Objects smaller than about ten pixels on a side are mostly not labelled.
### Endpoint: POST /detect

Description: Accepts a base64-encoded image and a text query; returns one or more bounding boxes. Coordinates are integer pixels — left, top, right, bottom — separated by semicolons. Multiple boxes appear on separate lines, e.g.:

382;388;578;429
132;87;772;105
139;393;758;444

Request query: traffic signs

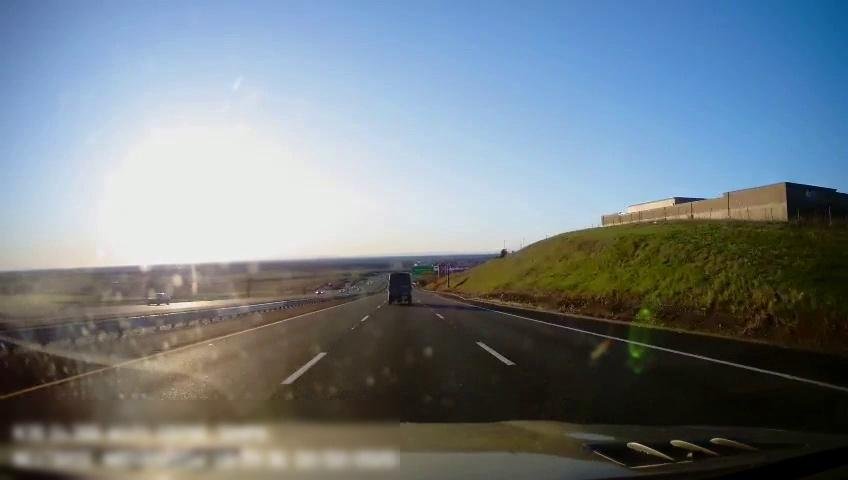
411;266;434;278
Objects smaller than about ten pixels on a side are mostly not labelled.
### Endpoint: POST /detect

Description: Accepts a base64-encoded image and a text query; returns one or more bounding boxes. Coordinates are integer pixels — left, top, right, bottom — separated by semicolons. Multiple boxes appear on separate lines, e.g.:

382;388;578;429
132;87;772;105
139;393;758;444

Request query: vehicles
388;273;412;305
147;293;171;306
